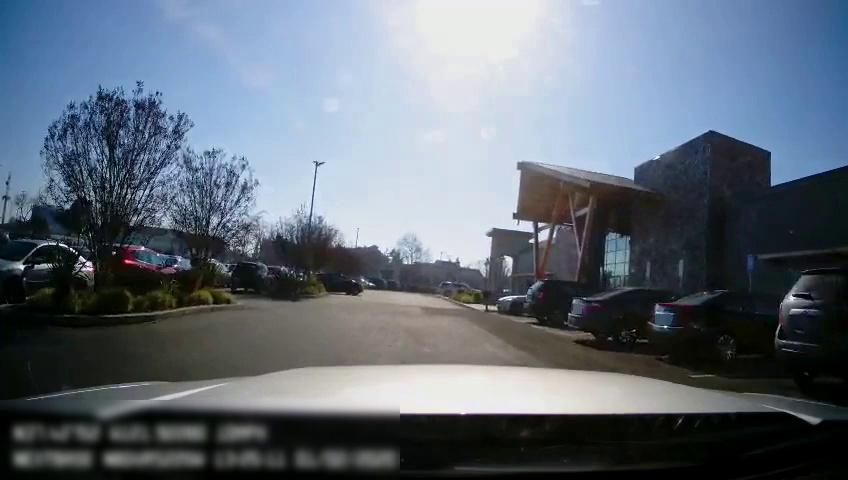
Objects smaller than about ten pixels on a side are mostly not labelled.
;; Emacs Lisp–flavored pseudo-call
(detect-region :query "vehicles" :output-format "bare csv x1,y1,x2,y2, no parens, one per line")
525,279,607,326
231,262,270,293
266,266,286,280
110,244,179,275
567,286,710,348
359,278,377,289
213,263,237,288
440,280,481,296
0,239,96,304
774,265,848,389
0,232,13,248
321,272,362,296
647,287,815,365
497,288,546,317
157,254,191,273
